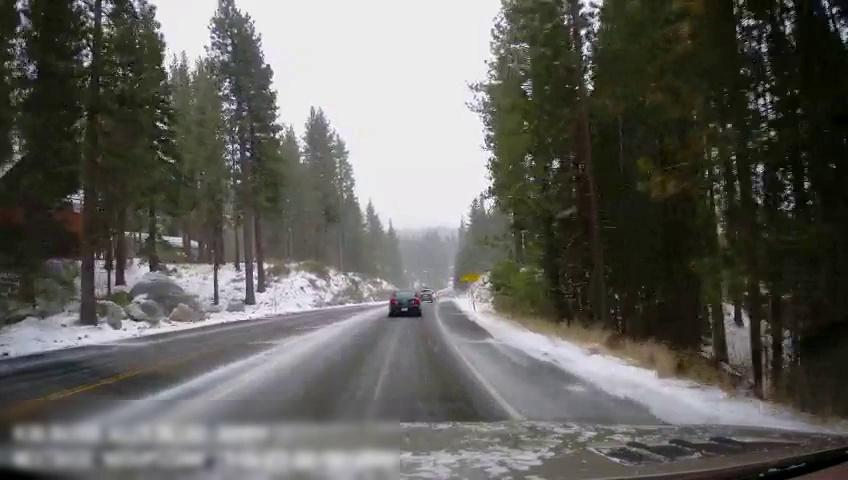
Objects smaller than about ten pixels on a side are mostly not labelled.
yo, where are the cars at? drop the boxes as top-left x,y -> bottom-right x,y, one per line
417,289 -> 435,303
389,287 -> 422,318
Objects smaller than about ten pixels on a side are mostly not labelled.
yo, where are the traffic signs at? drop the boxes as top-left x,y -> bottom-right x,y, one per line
463,274 -> 480,281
